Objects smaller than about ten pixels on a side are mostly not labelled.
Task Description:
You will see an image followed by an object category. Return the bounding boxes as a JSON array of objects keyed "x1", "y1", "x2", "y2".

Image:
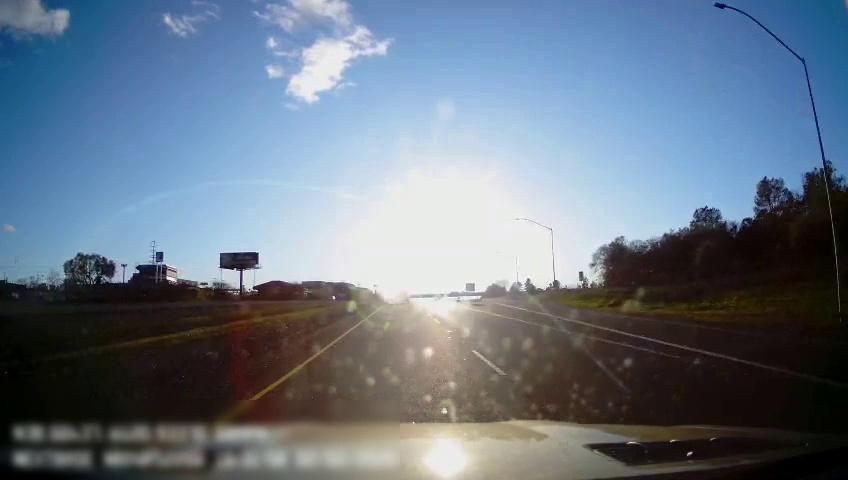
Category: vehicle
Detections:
[{"x1": 394, "y1": 291, "x2": 410, "y2": 304}]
